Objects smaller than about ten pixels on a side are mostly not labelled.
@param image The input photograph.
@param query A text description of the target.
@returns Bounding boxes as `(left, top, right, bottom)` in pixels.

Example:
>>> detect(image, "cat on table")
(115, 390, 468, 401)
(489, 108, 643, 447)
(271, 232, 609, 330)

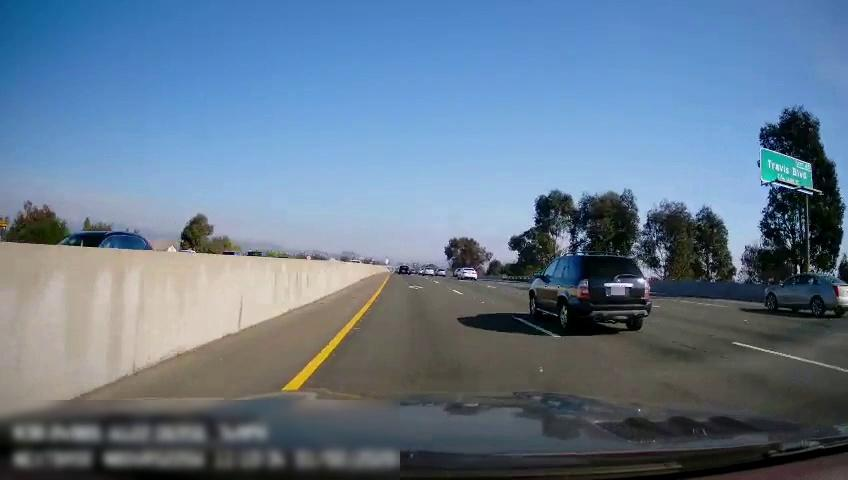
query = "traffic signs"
(760, 147, 813, 198)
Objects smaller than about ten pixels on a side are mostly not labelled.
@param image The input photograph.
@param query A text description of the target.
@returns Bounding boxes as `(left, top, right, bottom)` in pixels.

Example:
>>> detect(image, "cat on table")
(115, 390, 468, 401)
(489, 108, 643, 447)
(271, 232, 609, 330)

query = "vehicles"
(54, 229, 154, 251)
(764, 273, 848, 317)
(457, 268, 477, 281)
(435, 268, 445, 277)
(527, 254, 652, 332)
(243, 250, 268, 257)
(452, 267, 461, 277)
(399, 265, 410, 275)
(421, 267, 434, 277)
(349, 259, 365, 264)
(221, 251, 242, 256)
